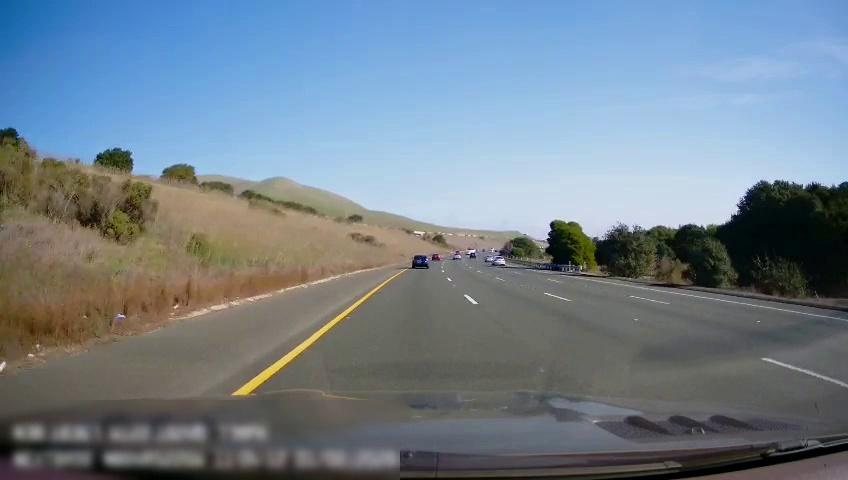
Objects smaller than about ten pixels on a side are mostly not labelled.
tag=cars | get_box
[484,254,494,263]
[412,255,430,269]
[490,255,506,267]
